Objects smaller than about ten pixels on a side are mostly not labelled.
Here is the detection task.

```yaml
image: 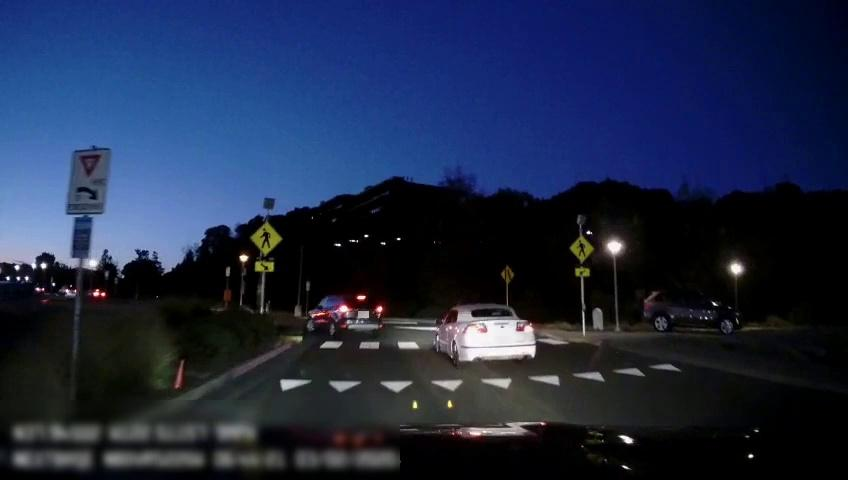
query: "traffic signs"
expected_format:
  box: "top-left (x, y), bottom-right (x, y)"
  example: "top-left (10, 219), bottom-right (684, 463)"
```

top-left (249, 221), bottom-right (284, 258)
top-left (575, 267), bottom-right (591, 278)
top-left (65, 147), bottom-right (111, 216)
top-left (223, 289), bottom-right (231, 301)
top-left (254, 261), bottom-right (275, 273)
top-left (569, 234), bottom-right (595, 264)
top-left (500, 265), bottom-right (515, 284)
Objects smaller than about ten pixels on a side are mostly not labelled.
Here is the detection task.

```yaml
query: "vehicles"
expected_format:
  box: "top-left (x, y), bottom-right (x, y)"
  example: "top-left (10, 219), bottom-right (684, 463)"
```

top-left (57, 285), bottom-right (76, 296)
top-left (643, 290), bottom-right (744, 336)
top-left (434, 303), bottom-right (536, 368)
top-left (86, 289), bottom-right (107, 301)
top-left (304, 294), bottom-right (384, 338)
